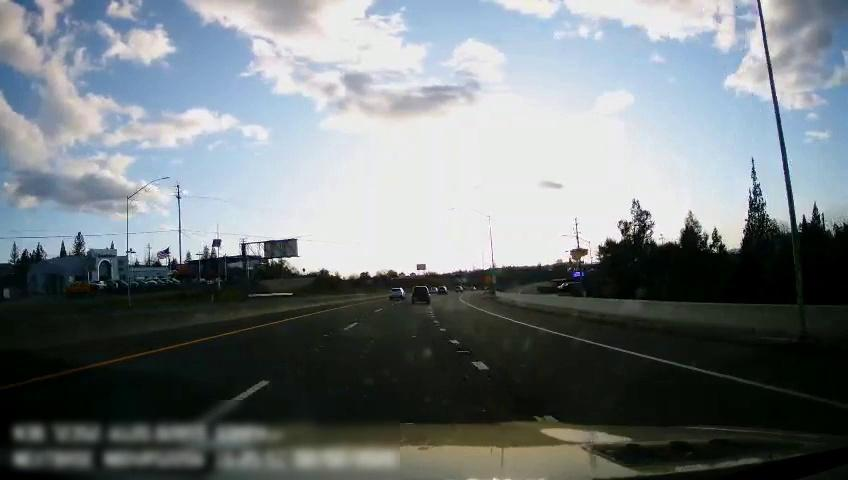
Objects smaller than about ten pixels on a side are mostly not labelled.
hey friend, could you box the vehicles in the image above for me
[437,285,448,295]
[389,287,406,300]
[411,286,430,304]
